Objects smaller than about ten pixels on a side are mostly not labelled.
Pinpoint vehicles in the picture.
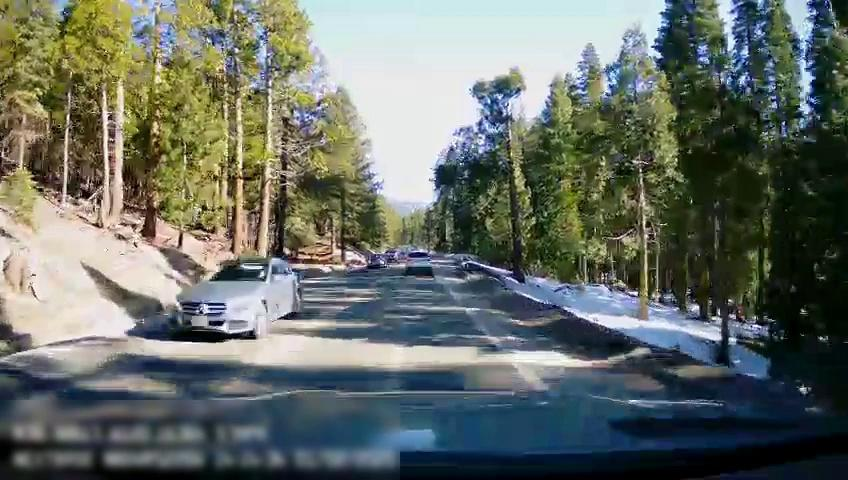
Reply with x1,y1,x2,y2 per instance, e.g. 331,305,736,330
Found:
168,256,305,342
367,253,387,270
383,248,400,263
406,252,432,276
